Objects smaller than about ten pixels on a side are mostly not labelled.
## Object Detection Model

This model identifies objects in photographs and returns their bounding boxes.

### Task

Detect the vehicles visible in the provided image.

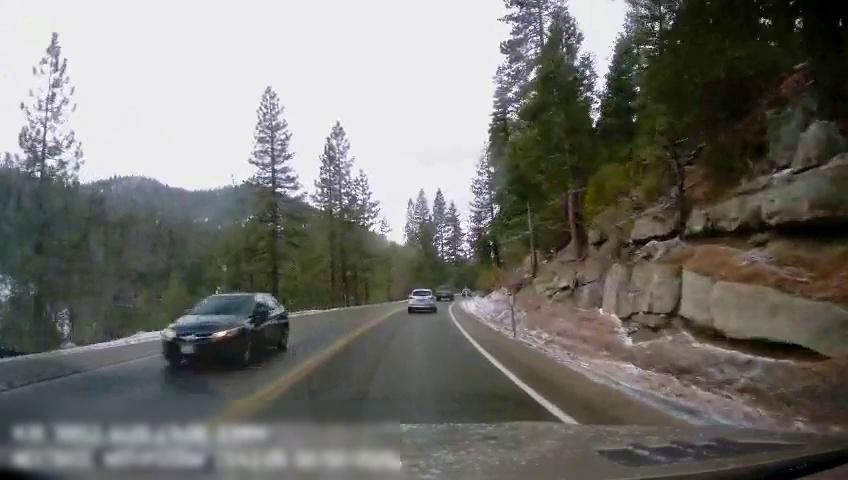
[436,285,455,301]
[160,293,289,370]
[408,289,436,314]
[461,288,472,298]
